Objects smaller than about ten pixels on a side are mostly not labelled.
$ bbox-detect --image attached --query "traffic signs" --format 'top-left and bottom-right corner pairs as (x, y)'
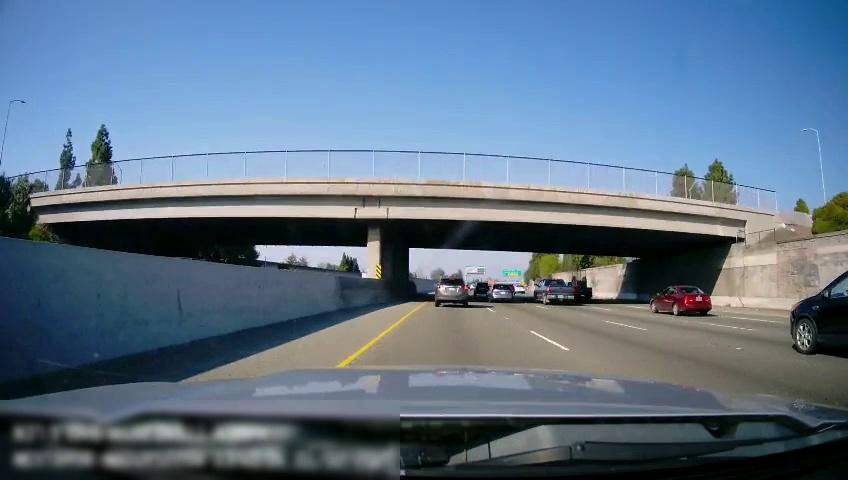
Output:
(503, 269), (521, 277)
(375, 263), (383, 281)
(466, 263), (486, 275)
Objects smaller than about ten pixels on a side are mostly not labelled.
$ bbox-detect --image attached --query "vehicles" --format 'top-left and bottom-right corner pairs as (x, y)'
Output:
(533, 278), (576, 306)
(502, 283), (516, 297)
(473, 281), (490, 297)
(567, 270), (593, 303)
(486, 283), (513, 303)
(789, 269), (848, 355)
(512, 284), (526, 294)
(434, 277), (470, 308)
(649, 284), (713, 317)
